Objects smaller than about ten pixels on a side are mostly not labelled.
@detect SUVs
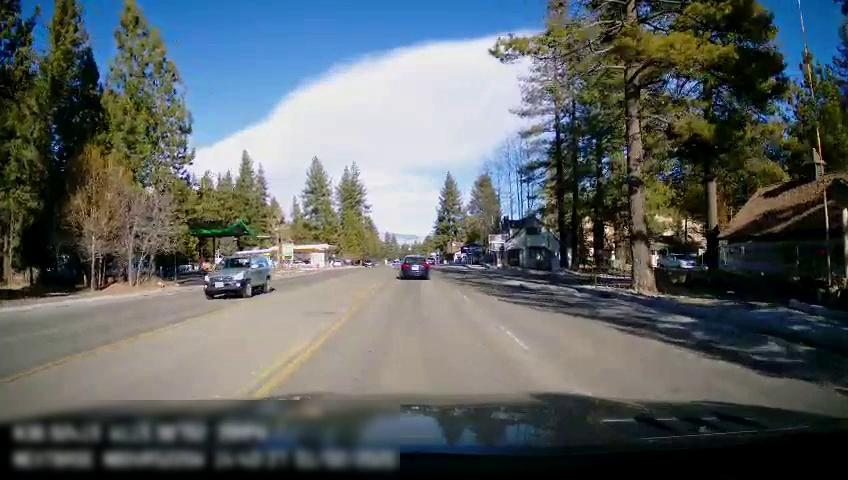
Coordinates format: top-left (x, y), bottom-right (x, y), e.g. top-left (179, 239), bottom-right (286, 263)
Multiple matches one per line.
top-left (203, 254), bottom-right (273, 300)
top-left (655, 253), bottom-right (700, 274)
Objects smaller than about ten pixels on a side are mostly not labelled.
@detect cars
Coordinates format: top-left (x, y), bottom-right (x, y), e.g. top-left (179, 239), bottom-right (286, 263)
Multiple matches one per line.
top-left (400, 255), bottom-right (429, 280)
